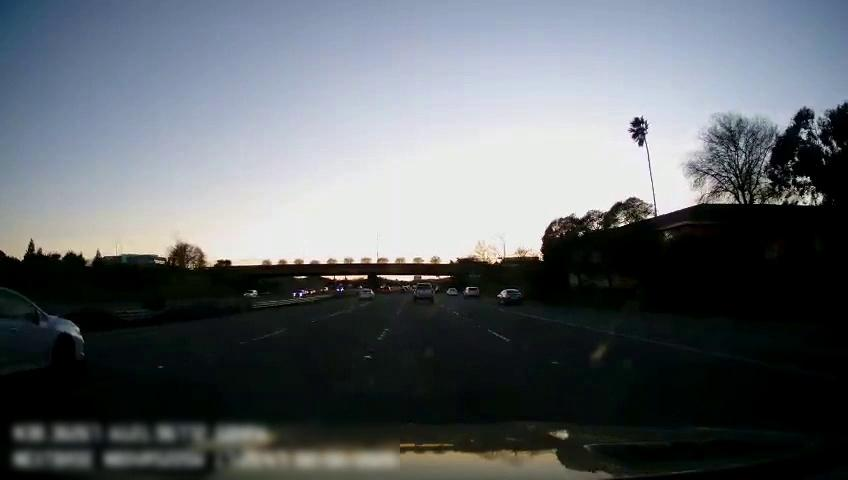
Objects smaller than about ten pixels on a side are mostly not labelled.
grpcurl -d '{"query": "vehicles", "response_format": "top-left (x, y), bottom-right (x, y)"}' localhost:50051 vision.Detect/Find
top-left (359, 289), bottom-right (374, 301)
top-left (380, 286), bottom-right (392, 296)
top-left (496, 289), bottom-right (524, 305)
top-left (413, 282), bottom-right (435, 303)
top-left (446, 288), bottom-right (457, 296)
top-left (244, 290), bottom-right (259, 298)
top-left (464, 286), bottom-right (480, 298)
top-left (293, 289), bottom-right (307, 299)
